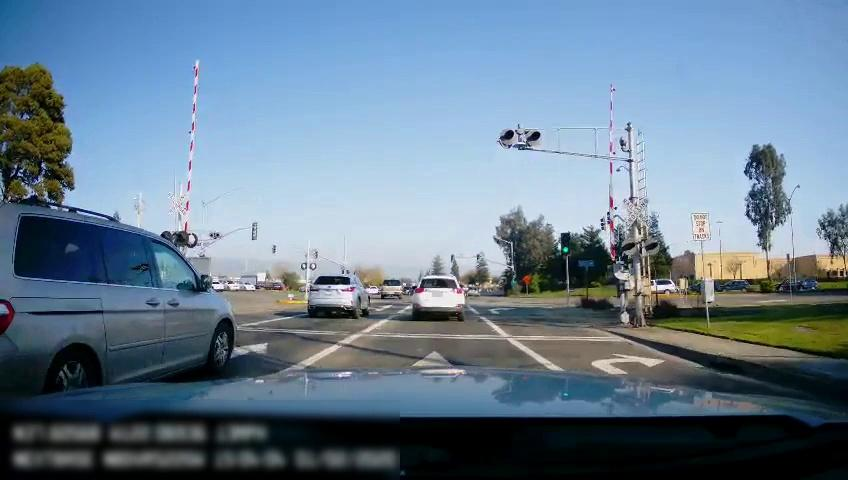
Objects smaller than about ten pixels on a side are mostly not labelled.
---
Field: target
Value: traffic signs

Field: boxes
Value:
[688,207,713,241]
[576,260,593,268]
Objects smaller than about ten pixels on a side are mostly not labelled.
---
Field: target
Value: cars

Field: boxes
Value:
[690,281,721,293]
[719,279,754,294]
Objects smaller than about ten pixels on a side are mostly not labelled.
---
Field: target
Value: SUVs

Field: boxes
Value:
[776,279,814,295]
[380,279,404,300]
[412,274,465,322]
[650,278,676,296]
[305,272,370,320]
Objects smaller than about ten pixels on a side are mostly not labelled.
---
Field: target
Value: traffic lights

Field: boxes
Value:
[495,128,520,146]
[179,231,199,249]
[599,218,606,231]
[606,210,612,224]
[560,232,571,255]
[519,128,545,146]
[159,230,180,248]
[208,231,220,240]
[251,223,258,241]
[620,240,640,257]
[640,240,659,256]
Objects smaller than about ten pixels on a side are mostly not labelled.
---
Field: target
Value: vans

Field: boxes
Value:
[0,200,239,392]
